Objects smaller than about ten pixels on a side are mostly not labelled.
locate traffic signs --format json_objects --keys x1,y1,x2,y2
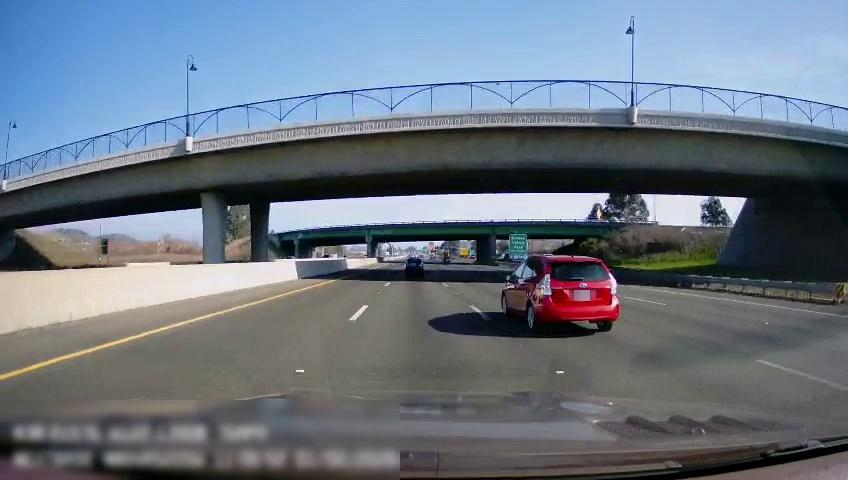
[{"x1": 509, "y1": 233, "x2": 528, "y2": 261}]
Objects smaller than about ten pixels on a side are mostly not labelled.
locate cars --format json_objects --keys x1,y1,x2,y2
[
  {"x1": 500, "y1": 254, "x2": 620, "y2": 335},
  {"x1": 405, "y1": 257, "x2": 425, "y2": 273}
]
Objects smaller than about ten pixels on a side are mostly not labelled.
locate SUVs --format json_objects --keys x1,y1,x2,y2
[{"x1": 442, "y1": 256, "x2": 452, "y2": 265}]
